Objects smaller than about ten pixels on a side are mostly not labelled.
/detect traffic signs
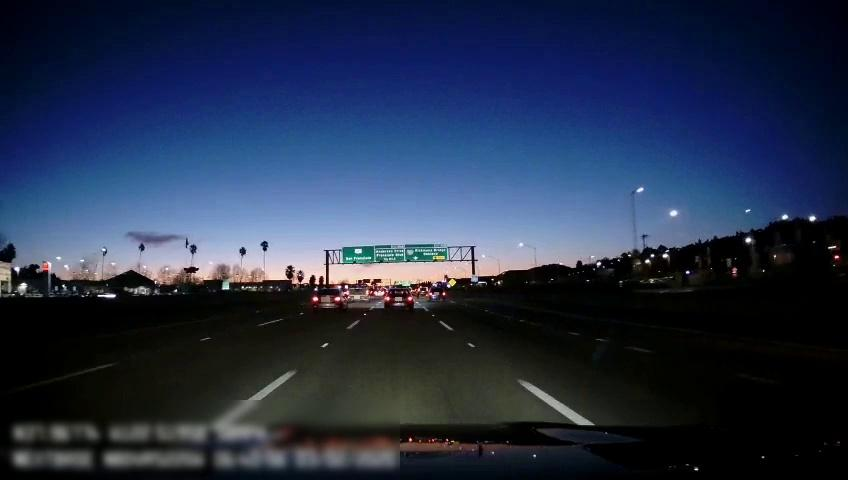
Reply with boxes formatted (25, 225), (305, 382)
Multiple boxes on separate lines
(342, 246), (374, 263)
(374, 245), (404, 262)
(405, 243), (448, 261)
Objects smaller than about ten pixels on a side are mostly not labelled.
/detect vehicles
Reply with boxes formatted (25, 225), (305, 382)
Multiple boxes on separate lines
(346, 283), (371, 304)
(312, 287), (349, 313)
(97, 288), (133, 300)
(384, 288), (414, 311)
(416, 287), (429, 298)
(426, 287), (446, 302)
